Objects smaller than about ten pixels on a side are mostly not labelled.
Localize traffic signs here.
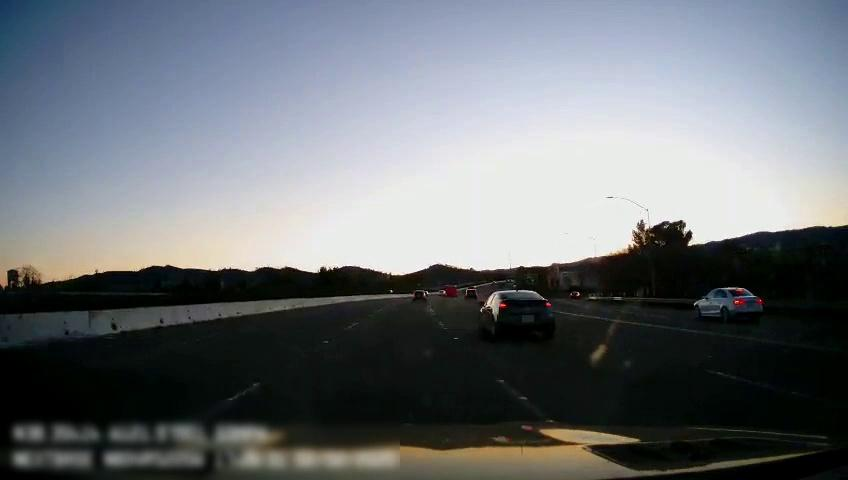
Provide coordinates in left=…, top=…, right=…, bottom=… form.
left=526, top=274, right=540, bottom=285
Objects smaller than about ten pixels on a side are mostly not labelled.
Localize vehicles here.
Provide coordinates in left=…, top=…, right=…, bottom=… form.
left=477, top=290, right=556, bottom=340
left=464, top=288, right=478, bottom=300
left=447, top=286, right=457, bottom=298
left=693, top=287, right=764, bottom=324
left=412, top=290, right=426, bottom=301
